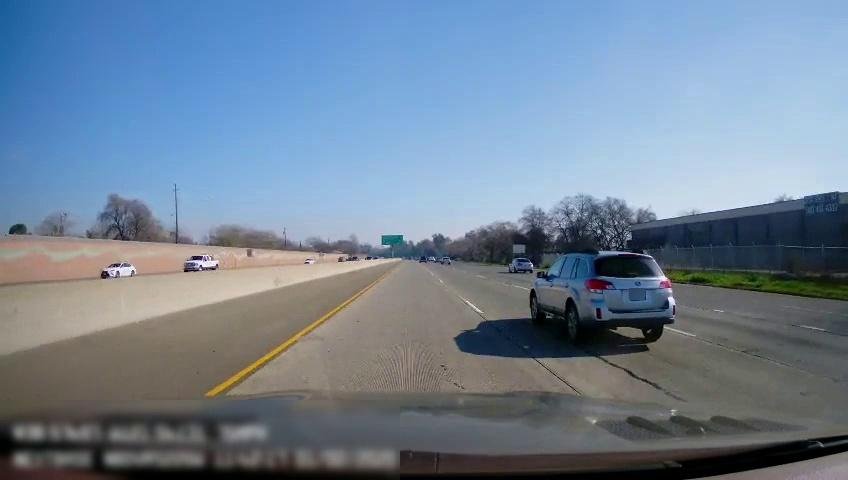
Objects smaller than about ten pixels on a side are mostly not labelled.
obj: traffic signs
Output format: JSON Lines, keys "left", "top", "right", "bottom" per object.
{"left": 381, "top": 234, "right": 404, "bottom": 246}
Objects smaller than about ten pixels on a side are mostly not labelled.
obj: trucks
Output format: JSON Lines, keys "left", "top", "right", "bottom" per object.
{"left": 184, "top": 255, "right": 220, "bottom": 273}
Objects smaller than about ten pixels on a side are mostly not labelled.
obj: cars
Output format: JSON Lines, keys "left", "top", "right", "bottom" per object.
{"left": 303, "top": 258, "right": 316, "bottom": 265}
{"left": 101, "top": 263, "right": 137, "bottom": 280}
{"left": 508, "top": 258, "right": 534, "bottom": 274}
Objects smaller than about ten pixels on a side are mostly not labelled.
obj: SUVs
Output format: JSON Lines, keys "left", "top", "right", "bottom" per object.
{"left": 526, "top": 252, "right": 676, "bottom": 349}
